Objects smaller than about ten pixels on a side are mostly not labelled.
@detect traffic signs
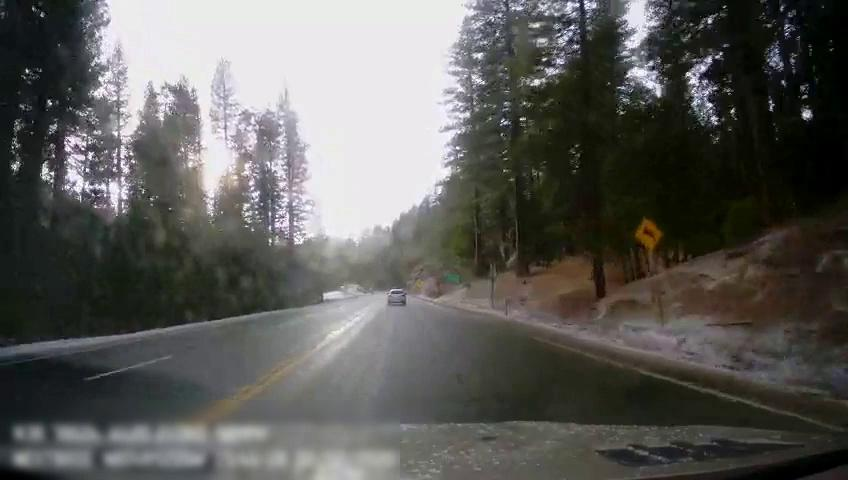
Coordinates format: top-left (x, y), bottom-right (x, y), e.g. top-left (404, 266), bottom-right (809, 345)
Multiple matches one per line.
top-left (443, 273), bottom-right (461, 284)
top-left (633, 217), bottom-right (664, 253)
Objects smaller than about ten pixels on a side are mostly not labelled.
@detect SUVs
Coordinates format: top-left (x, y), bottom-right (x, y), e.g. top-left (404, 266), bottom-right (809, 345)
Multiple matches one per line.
top-left (386, 288), bottom-right (407, 305)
